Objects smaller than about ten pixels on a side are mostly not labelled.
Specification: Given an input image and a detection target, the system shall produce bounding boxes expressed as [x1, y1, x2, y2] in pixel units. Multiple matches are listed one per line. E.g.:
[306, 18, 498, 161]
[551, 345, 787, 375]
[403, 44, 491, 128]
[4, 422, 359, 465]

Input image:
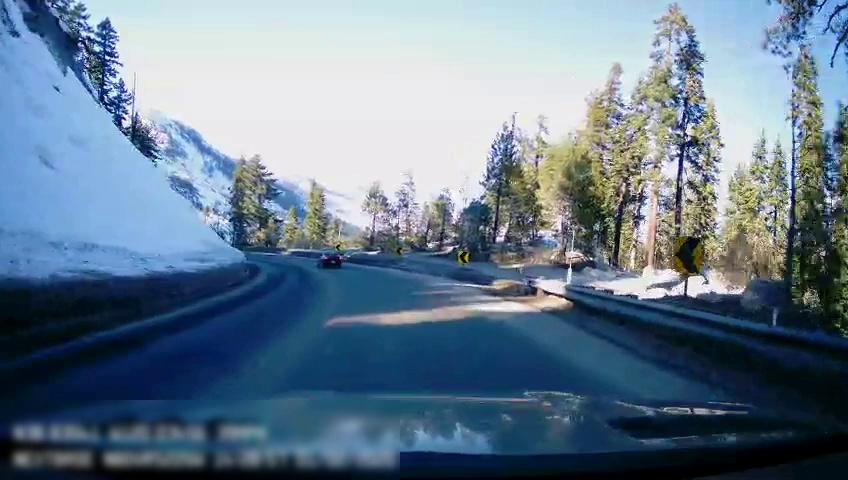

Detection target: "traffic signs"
[672, 236, 706, 276]
[334, 242, 343, 253]
[393, 246, 404, 257]
[455, 248, 468, 264]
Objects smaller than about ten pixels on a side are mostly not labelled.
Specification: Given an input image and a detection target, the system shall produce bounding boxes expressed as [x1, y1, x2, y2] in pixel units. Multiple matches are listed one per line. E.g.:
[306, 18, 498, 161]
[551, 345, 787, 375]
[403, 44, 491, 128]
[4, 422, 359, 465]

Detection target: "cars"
[317, 251, 343, 270]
